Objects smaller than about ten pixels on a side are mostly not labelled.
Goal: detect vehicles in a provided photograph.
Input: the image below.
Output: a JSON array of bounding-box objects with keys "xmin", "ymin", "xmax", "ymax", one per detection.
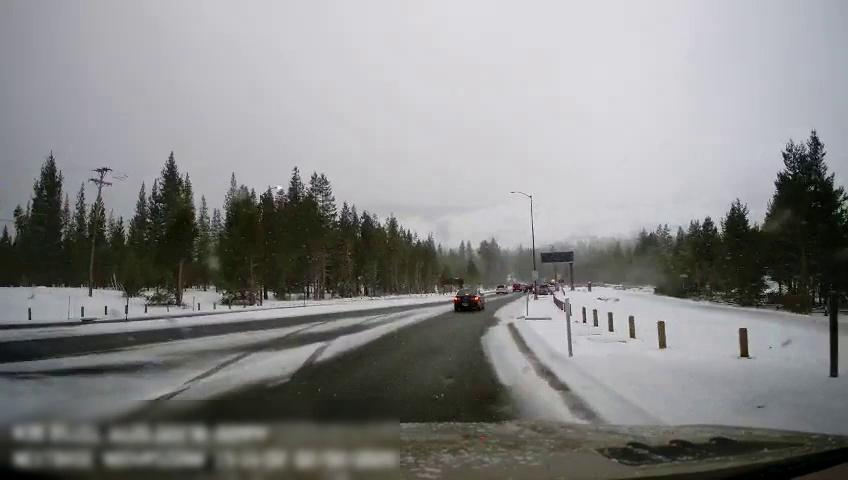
[
  {"xmin": 523, "ymin": 284, "xmax": 534, "ymax": 294},
  {"xmin": 512, "ymin": 283, "xmax": 522, "ymax": 292},
  {"xmin": 453, "ymin": 287, "xmax": 485, "ymax": 312},
  {"xmin": 536, "ymin": 285, "xmax": 549, "ymax": 296},
  {"xmin": 495, "ymin": 284, "xmax": 508, "ymax": 295}
]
